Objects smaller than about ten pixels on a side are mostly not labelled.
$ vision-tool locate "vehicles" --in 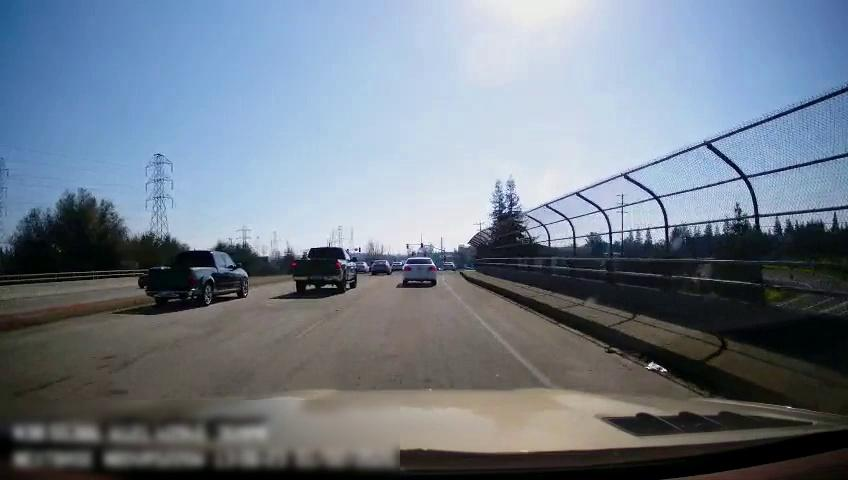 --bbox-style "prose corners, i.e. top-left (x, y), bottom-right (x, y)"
top-left (371, 260), bottom-right (392, 275)
top-left (137, 267), bottom-right (169, 289)
top-left (443, 261), bottom-right (457, 271)
top-left (391, 261), bottom-right (403, 271)
top-left (356, 262), bottom-right (370, 273)
top-left (145, 250), bottom-right (250, 307)
top-left (292, 246), bottom-right (359, 295)
top-left (401, 256), bottom-right (436, 287)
